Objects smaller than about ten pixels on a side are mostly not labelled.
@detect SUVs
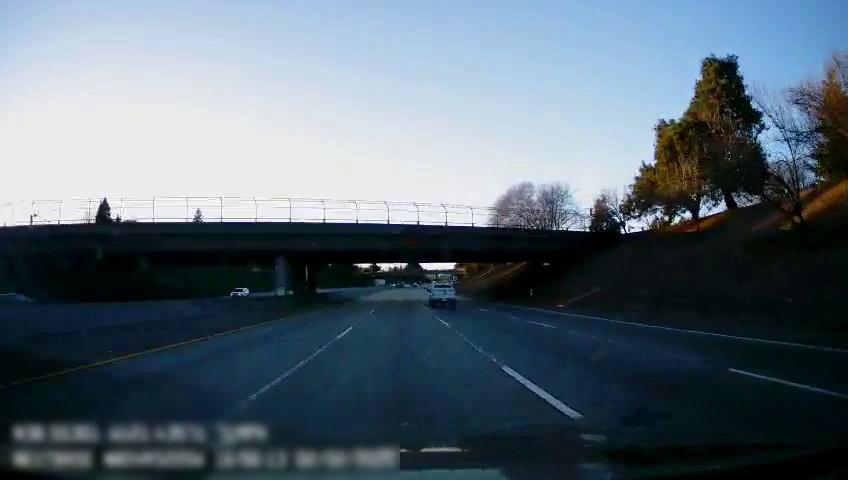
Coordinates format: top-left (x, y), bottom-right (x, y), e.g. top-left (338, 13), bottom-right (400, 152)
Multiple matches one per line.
top-left (231, 287), bottom-right (249, 297)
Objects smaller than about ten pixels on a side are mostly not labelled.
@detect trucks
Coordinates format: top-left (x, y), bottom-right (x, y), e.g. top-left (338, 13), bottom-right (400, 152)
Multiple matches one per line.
top-left (374, 279), bottom-right (386, 286)
top-left (428, 282), bottom-right (457, 307)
